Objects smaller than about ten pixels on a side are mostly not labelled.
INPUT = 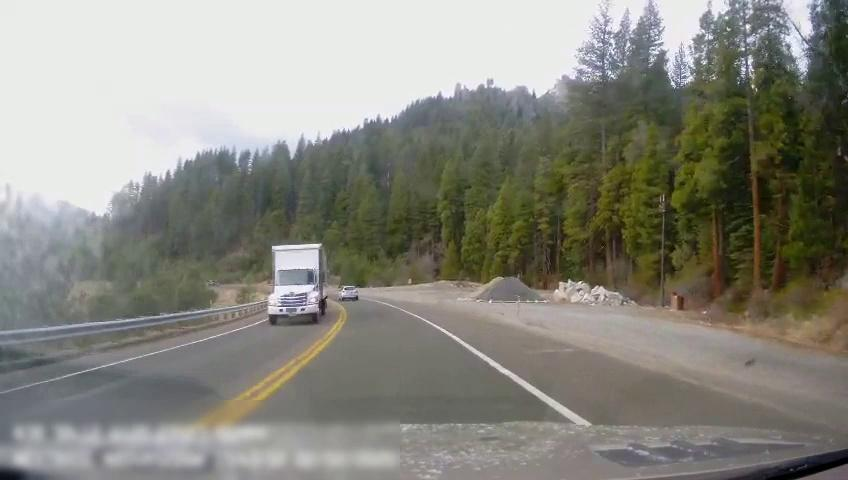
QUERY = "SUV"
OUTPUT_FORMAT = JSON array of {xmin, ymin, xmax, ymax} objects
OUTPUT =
[{"xmin": 338, "ymin": 285, "xmax": 359, "ymax": 301}]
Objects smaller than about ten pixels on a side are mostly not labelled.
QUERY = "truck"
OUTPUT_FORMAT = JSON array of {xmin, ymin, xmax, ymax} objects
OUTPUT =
[{"xmin": 266, "ymin": 243, "xmax": 329, "ymax": 326}]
